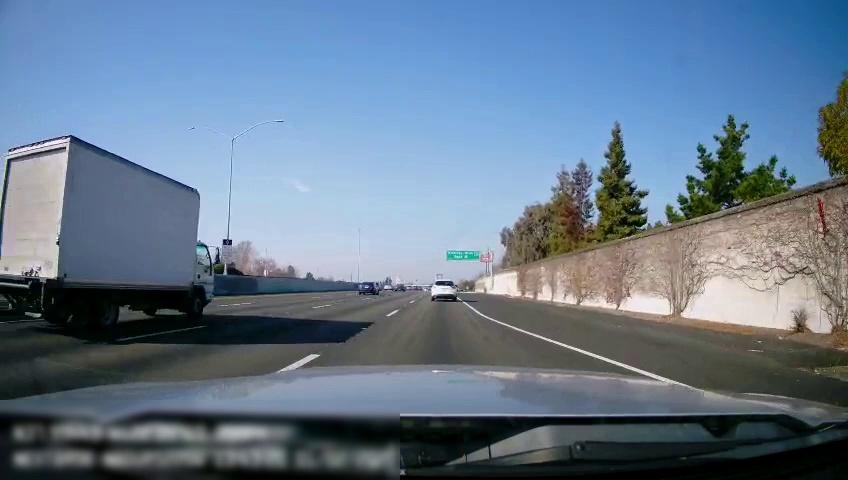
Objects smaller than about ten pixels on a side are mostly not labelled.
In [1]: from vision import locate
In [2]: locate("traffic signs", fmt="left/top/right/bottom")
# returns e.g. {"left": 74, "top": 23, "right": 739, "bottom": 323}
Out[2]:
{"left": 447, "top": 250, "right": 481, "bottom": 262}
{"left": 222, "top": 238, "right": 233, "bottom": 264}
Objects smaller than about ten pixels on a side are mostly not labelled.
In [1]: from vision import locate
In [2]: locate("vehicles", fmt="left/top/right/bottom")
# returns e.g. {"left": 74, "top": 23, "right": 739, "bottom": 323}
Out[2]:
{"left": 0, "top": 134, "right": 221, "bottom": 334}
{"left": 431, "top": 279, "right": 459, "bottom": 301}
{"left": 358, "top": 281, "right": 380, "bottom": 295}
{"left": 394, "top": 284, "right": 406, "bottom": 292}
